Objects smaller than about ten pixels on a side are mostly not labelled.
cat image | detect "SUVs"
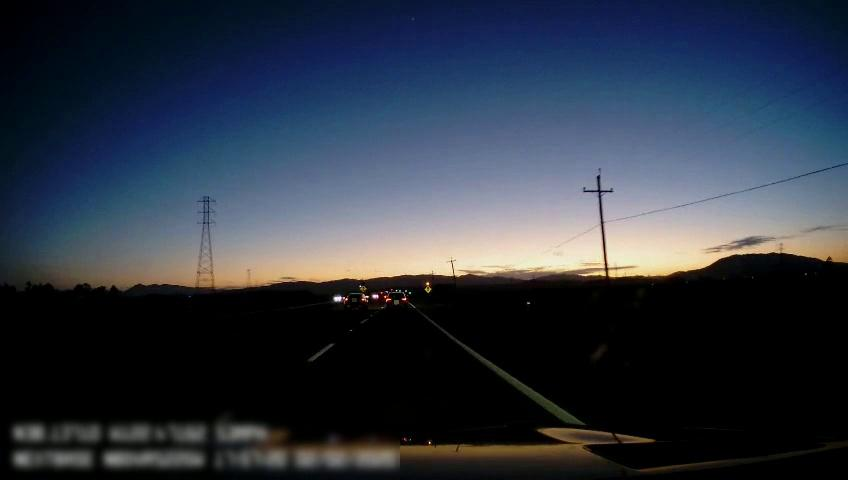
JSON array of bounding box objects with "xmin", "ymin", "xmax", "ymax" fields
[
  {"xmin": 385, "ymin": 291, "xmax": 407, "ymax": 312},
  {"xmin": 345, "ymin": 292, "xmax": 369, "ymax": 312}
]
